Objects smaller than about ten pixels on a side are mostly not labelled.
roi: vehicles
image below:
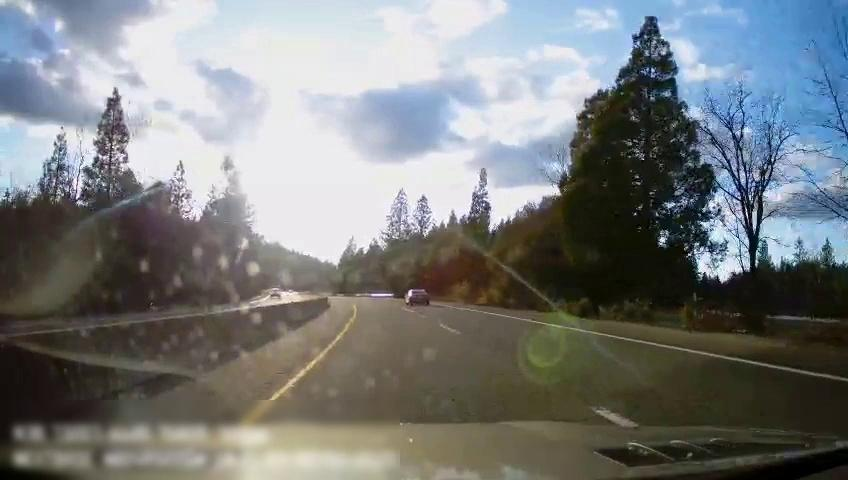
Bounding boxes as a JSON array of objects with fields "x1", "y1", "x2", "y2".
[
  {"x1": 404, "y1": 288, "x2": 430, "y2": 307},
  {"x1": 270, "y1": 287, "x2": 281, "y2": 299}
]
